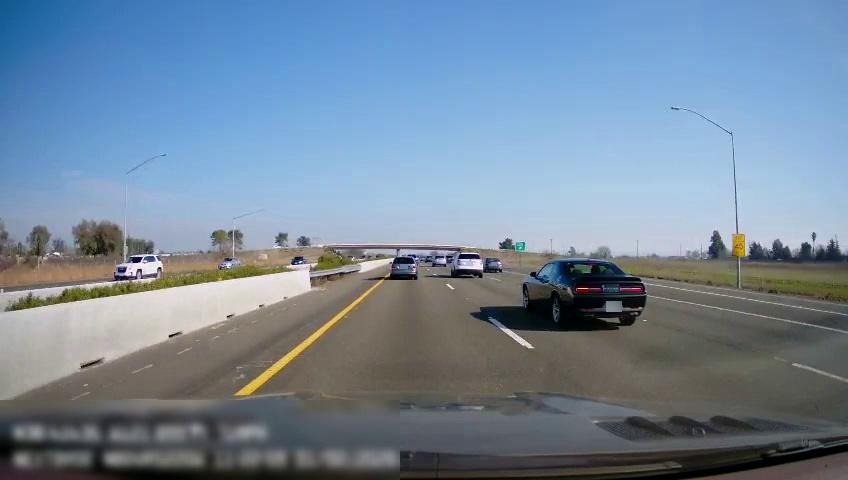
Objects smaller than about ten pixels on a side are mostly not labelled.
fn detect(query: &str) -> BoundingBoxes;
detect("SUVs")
[449,252,485,279]
[114,255,165,281]
[432,254,447,267]
[289,256,308,265]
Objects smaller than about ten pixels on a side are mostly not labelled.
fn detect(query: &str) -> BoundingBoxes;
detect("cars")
[521,259,649,328]
[389,256,418,280]
[482,257,504,273]
[217,257,241,270]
